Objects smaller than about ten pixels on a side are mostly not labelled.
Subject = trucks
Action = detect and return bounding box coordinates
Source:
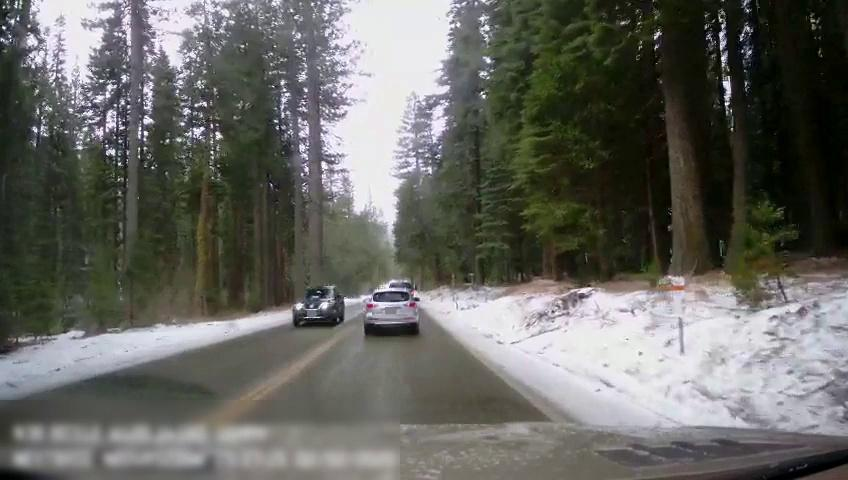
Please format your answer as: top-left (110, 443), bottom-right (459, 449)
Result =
top-left (388, 280), bottom-right (415, 298)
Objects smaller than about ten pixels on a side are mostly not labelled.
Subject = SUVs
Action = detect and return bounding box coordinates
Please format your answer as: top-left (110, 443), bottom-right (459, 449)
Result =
top-left (292, 285), bottom-right (345, 327)
top-left (364, 287), bottom-right (421, 336)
